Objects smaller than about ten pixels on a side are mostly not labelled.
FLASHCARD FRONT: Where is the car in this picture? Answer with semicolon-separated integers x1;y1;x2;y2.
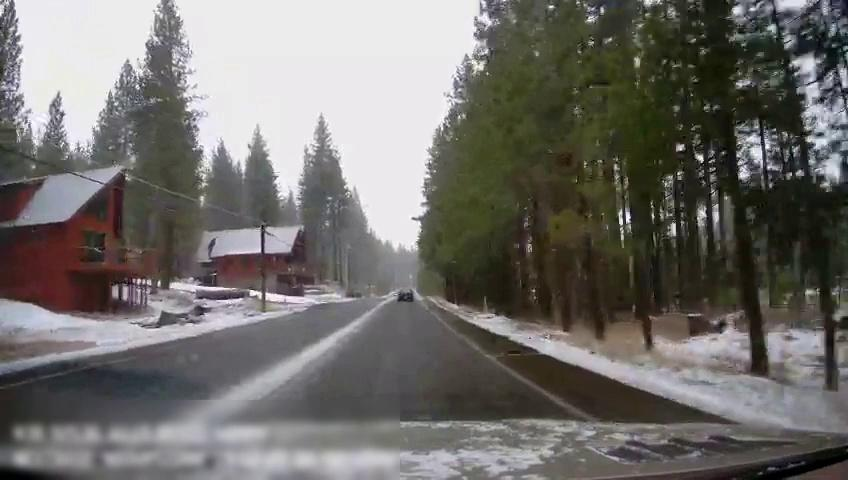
397;289;414;303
